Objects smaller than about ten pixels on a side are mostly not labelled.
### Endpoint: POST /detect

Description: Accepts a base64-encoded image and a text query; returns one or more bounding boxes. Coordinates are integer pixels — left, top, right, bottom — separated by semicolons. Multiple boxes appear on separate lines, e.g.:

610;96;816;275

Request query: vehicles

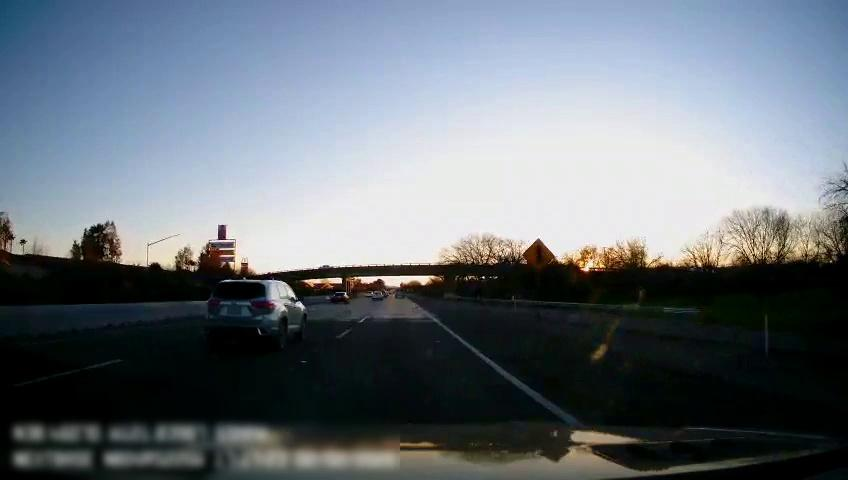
371;291;384;302
205;274;310;352
394;287;405;299
331;291;350;305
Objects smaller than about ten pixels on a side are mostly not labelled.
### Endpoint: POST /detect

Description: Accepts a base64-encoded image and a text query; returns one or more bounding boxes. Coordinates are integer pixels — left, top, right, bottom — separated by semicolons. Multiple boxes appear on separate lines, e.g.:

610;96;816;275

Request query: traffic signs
521;238;555;272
